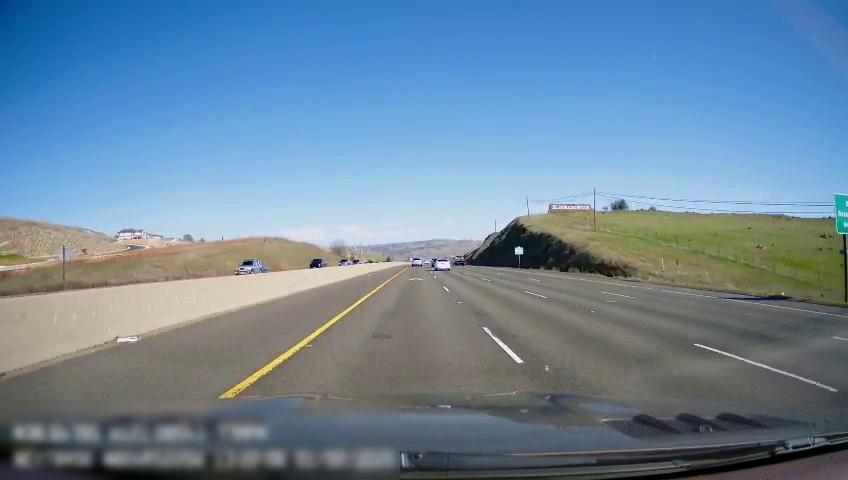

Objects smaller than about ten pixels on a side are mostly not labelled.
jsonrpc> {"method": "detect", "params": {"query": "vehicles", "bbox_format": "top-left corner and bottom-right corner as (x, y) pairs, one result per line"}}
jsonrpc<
(434, 258), (450, 271)
(453, 256), (464, 266)
(338, 259), (350, 266)
(309, 258), (328, 268)
(410, 257), (422, 267)
(235, 260), (263, 275)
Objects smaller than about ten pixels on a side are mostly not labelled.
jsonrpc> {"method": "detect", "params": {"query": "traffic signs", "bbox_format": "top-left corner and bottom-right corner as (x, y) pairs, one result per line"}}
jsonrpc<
(832, 193), (848, 235)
